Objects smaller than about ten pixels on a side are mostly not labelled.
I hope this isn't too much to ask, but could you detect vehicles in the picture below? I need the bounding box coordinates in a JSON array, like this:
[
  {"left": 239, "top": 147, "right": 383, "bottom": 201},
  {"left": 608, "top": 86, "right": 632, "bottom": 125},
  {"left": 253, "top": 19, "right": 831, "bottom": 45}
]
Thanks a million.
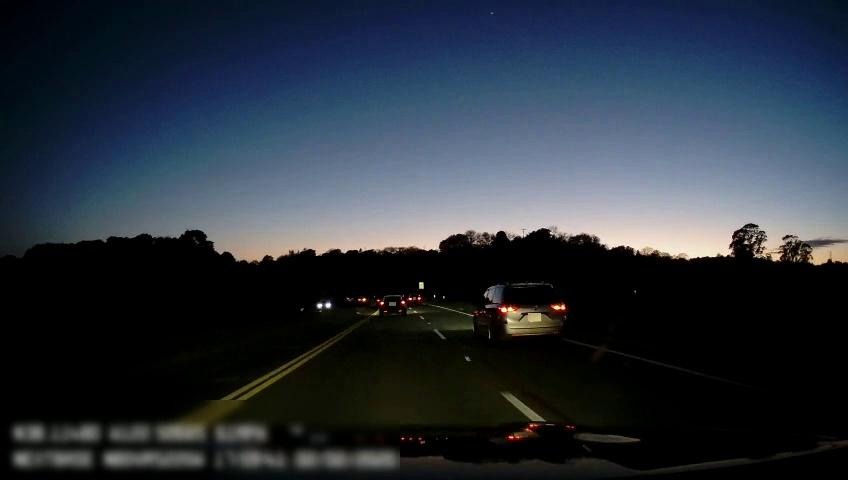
[
  {"left": 408, "top": 293, "right": 422, "bottom": 304},
  {"left": 377, "top": 293, "right": 408, "bottom": 318},
  {"left": 473, "top": 282, "right": 568, "bottom": 347},
  {"left": 315, "top": 298, "right": 332, "bottom": 312}
]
